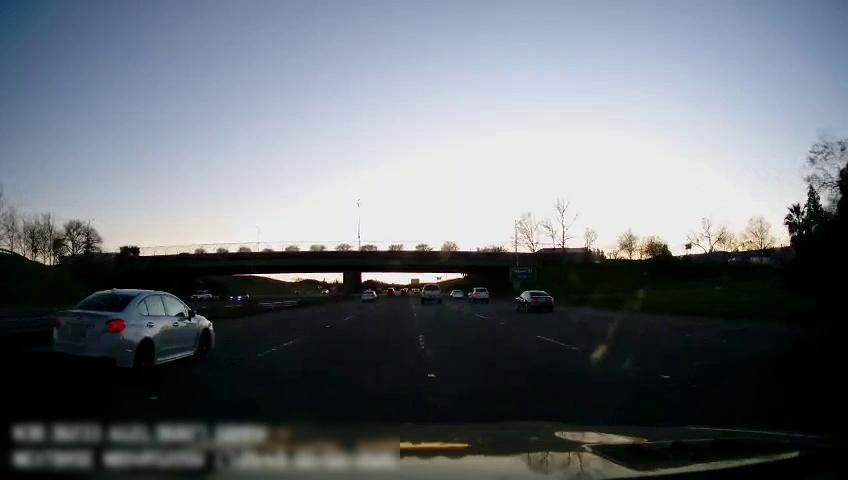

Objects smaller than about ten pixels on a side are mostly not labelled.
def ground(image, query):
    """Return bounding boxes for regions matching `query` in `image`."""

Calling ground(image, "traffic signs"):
[510,265,537,282]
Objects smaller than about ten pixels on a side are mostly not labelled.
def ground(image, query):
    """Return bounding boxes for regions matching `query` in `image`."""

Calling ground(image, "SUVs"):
[468,288,490,303]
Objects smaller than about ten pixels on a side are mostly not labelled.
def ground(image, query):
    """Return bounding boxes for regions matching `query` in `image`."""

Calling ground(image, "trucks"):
[190,291,212,303]
[420,283,442,304]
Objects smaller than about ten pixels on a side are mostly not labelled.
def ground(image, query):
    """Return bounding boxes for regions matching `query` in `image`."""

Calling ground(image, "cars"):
[229,292,252,304]
[515,290,554,314]
[362,290,377,302]
[449,290,464,301]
